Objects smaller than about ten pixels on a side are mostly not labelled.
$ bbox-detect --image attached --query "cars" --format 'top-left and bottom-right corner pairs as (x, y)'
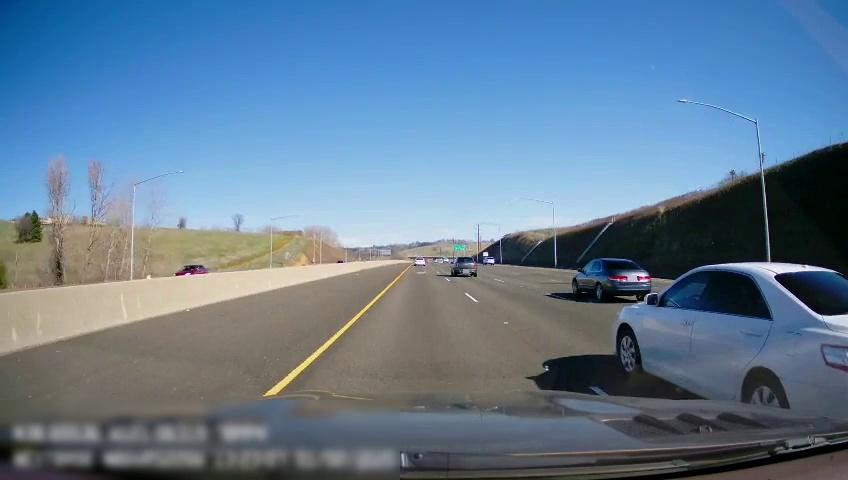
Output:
(572, 258), (652, 302)
(615, 261), (848, 418)
(450, 257), (478, 277)
(174, 265), (207, 276)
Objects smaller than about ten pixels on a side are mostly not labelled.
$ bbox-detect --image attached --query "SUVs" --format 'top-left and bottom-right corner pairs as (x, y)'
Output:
(413, 256), (425, 266)
(483, 256), (495, 265)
